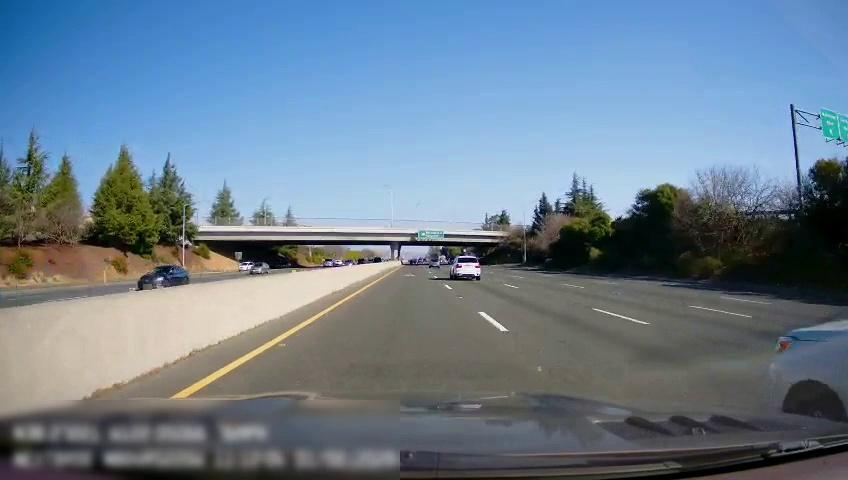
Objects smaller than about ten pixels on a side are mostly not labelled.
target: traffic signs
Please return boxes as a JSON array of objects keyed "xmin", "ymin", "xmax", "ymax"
[
  {"xmin": 821, "ymin": 107, "xmax": 840, "ymax": 141},
  {"xmin": 839, "ymin": 112, "xmax": 848, "ymax": 145},
  {"xmin": 417, "ymin": 229, "xmax": 445, "ymax": 240}
]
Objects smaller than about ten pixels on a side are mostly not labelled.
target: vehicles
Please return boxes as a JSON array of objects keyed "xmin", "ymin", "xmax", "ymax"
[
  {"xmin": 250, "ymin": 262, "xmax": 270, "ymax": 275},
  {"xmin": 373, "ymin": 257, "xmax": 384, "ymax": 263},
  {"xmin": 449, "ymin": 256, "xmax": 482, "ymax": 280},
  {"xmin": 767, "ymin": 316, "xmax": 848, "ymax": 425},
  {"xmin": 357, "ymin": 258, "xmax": 366, "ymax": 265},
  {"xmin": 239, "ymin": 262, "xmax": 255, "ymax": 272},
  {"xmin": 323, "ymin": 258, "xmax": 335, "ymax": 267},
  {"xmin": 331, "ymin": 259, "xmax": 345, "ymax": 267},
  {"xmin": 276, "ymin": 261, "xmax": 292, "ymax": 268},
  {"xmin": 428, "ymin": 258, "xmax": 440, "ymax": 268},
  {"xmin": 137, "ymin": 265, "xmax": 189, "ymax": 290},
  {"xmin": 344, "ymin": 259, "xmax": 356, "ymax": 266}
]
